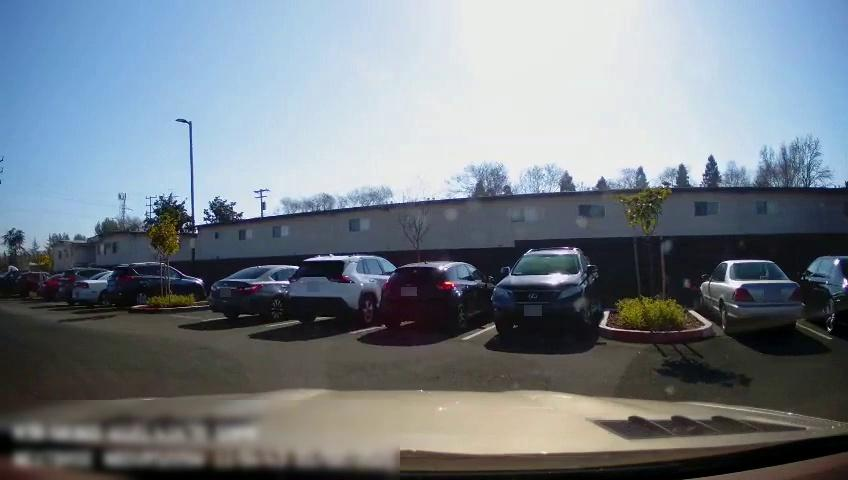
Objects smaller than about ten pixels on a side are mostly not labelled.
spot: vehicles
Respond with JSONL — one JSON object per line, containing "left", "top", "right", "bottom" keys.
{"left": 14, "top": 271, "right": 55, "bottom": 298}
{"left": 288, "top": 254, "right": 397, "bottom": 327}
{"left": 490, "top": 246, "right": 604, "bottom": 335}
{"left": 72, "top": 270, "right": 114, "bottom": 307}
{"left": 0, "top": 271, "right": 24, "bottom": 295}
{"left": 380, "top": 261, "right": 500, "bottom": 333}
{"left": 210, "top": 264, "right": 300, "bottom": 326}
{"left": 798, "top": 255, "right": 848, "bottom": 334}
{"left": 107, "top": 262, "right": 207, "bottom": 308}
{"left": 697, "top": 260, "right": 803, "bottom": 336}
{"left": 56, "top": 268, "right": 108, "bottom": 301}
{"left": 37, "top": 273, "right": 61, "bottom": 300}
